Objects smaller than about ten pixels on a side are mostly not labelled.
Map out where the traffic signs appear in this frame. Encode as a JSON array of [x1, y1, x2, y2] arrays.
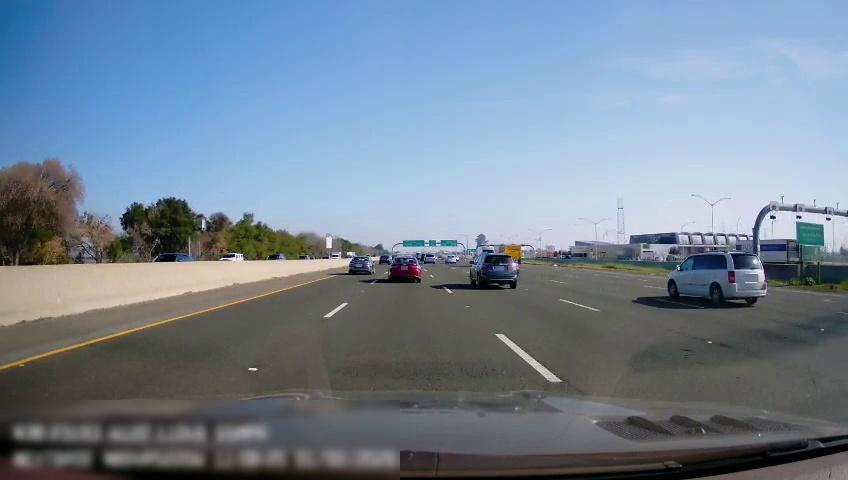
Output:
[[325, 236, 333, 249], [802, 247, 819, 262], [795, 221, 825, 247], [440, 239, 458, 247], [402, 239, 425, 247], [199, 215, 207, 232]]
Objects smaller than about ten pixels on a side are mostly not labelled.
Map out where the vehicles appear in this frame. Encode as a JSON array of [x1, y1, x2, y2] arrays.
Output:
[[330, 251, 342, 260], [444, 254, 457, 265], [263, 252, 288, 261], [379, 256, 391, 265], [476, 245, 495, 256], [388, 256, 422, 283], [467, 252, 519, 290], [498, 244, 522, 265], [535, 248, 558, 259], [665, 250, 769, 308], [218, 252, 245, 262], [348, 255, 376, 275], [423, 254, 436, 265], [296, 254, 315, 261], [151, 252, 194, 264]]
